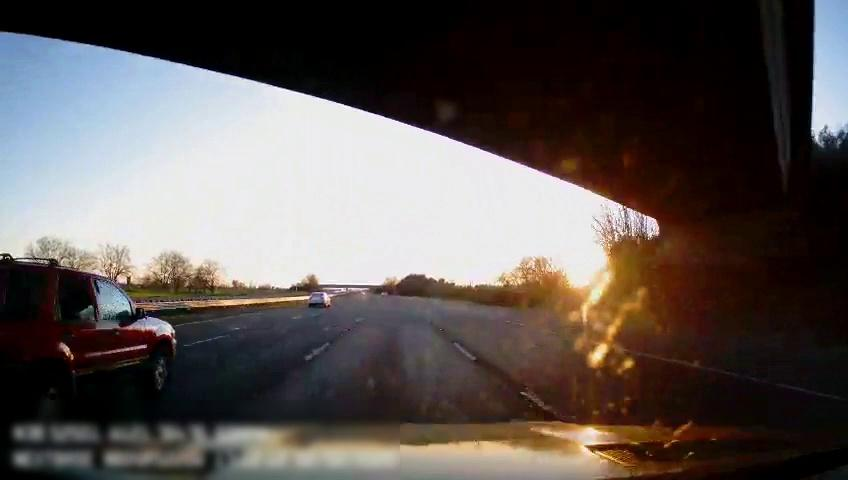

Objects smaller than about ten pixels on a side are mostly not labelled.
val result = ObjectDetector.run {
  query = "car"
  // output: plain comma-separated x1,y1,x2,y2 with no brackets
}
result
308,292,331,307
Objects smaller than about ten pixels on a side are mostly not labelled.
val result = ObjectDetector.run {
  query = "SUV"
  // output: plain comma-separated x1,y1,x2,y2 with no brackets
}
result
0,252,177,441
